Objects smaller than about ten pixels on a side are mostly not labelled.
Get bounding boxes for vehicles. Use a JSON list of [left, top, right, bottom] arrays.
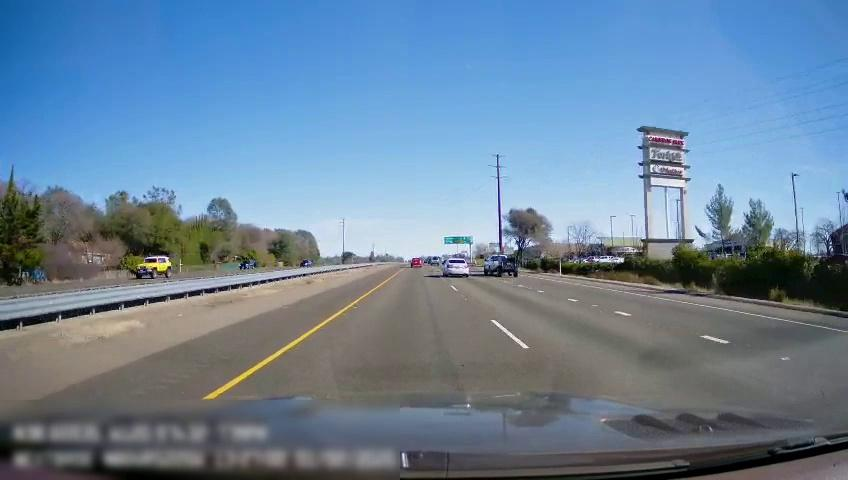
[[429, 256, 439, 266], [483, 254, 507, 276], [239, 261, 255, 270], [440, 258, 469, 278], [498, 257, 520, 278], [135, 257, 173, 280], [409, 256, 423, 268], [299, 259, 313, 268]]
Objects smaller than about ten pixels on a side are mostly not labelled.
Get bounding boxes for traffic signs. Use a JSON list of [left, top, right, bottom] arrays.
[[444, 236, 473, 245]]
